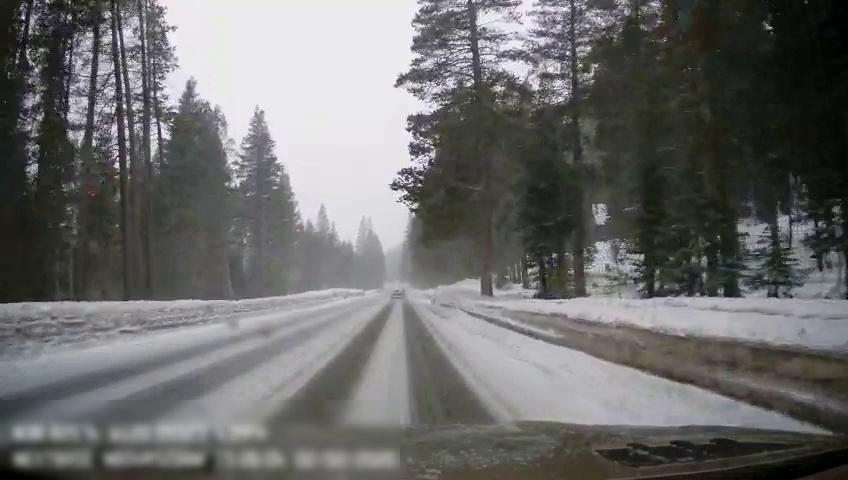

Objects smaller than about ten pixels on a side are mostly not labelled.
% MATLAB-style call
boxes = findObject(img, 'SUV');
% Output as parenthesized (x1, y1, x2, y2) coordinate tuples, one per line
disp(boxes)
(391, 287, 404, 300)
